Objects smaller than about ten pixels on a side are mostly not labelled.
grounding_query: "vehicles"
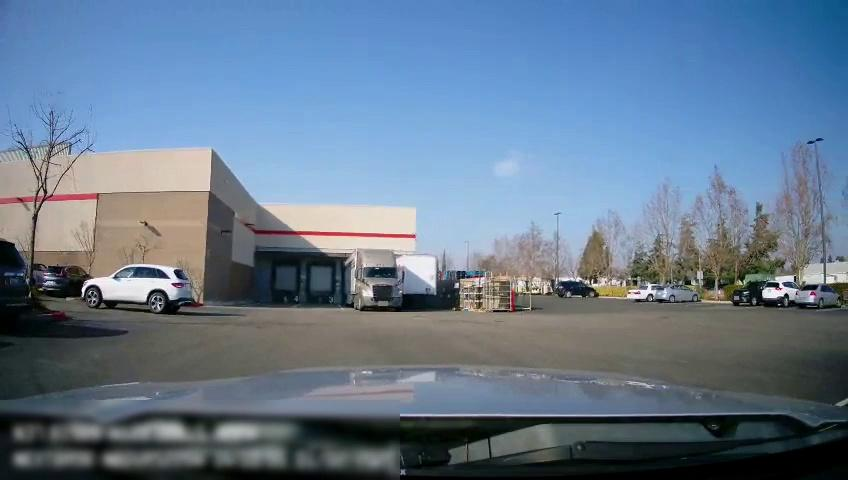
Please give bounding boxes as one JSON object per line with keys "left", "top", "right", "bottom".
{"left": 31, "top": 263, "right": 48, "bottom": 289}
{"left": 555, "top": 280, "right": 596, "bottom": 298}
{"left": 654, "top": 285, "right": 699, "bottom": 304}
{"left": 342, "top": 247, "right": 405, "bottom": 312}
{"left": 0, "top": 239, "right": 34, "bottom": 312}
{"left": 795, "top": 282, "right": 843, "bottom": 310}
{"left": 626, "top": 284, "right": 658, "bottom": 303}
{"left": 81, "top": 262, "right": 197, "bottom": 315}
{"left": 762, "top": 280, "right": 801, "bottom": 307}
{"left": 732, "top": 280, "right": 767, "bottom": 306}
{"left": 37, "top": 265, "right": 93, "bottom": 295}
{"left": 397, "top": 254, "right": 439, "bottom": 296}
